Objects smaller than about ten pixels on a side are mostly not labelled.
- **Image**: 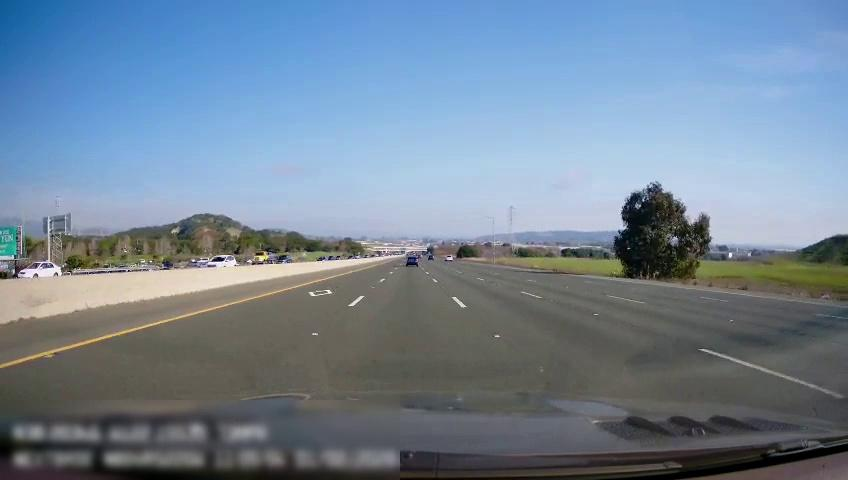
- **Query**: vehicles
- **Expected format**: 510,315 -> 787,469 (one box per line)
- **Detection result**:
252,251 -> 272,265
406,256 -> 419,267
271,255 -> 293,265
17,262 -> 62,280
205,255 -> 237,269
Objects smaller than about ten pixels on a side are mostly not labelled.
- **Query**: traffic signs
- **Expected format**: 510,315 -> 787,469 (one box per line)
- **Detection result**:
0,226 -> 17,256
